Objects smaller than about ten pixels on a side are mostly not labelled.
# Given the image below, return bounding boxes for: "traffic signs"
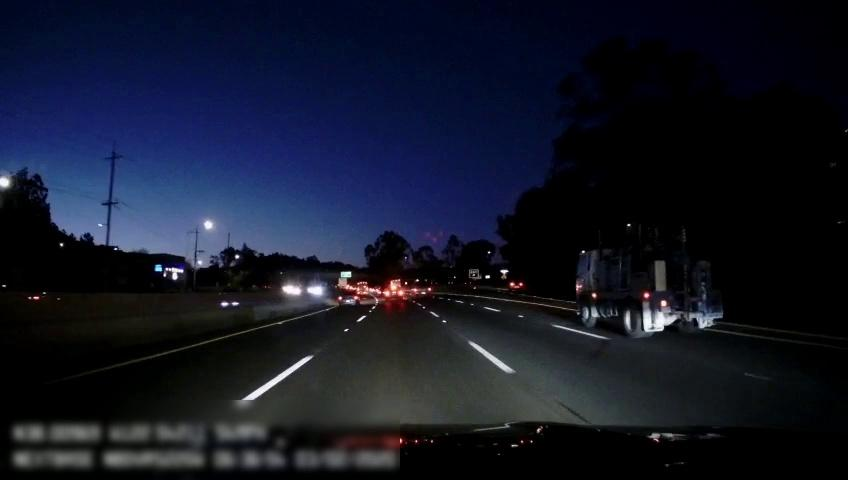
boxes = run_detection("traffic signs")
[340,271,352,278]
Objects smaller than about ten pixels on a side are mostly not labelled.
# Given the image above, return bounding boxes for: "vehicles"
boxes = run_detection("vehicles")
[219,295,240,310]
[573,222,724,341]
[507,277,525,291]
[389,285,406,298]
[340,290,362,306]
[412,282,432,296]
